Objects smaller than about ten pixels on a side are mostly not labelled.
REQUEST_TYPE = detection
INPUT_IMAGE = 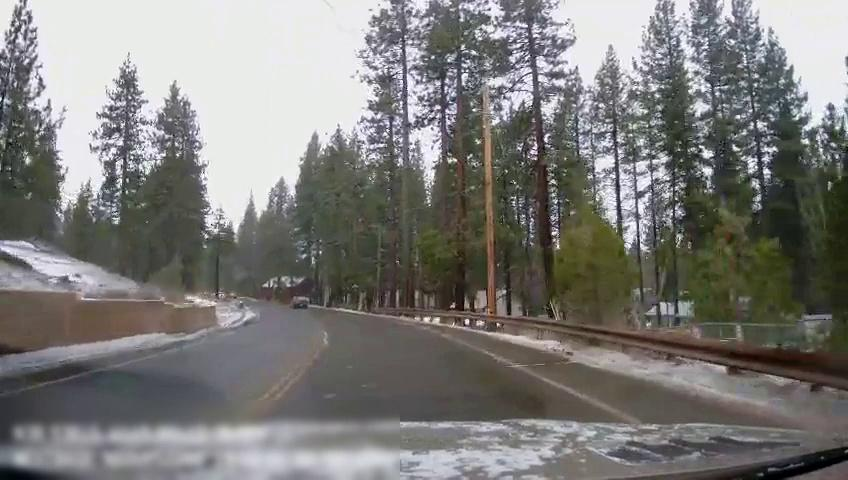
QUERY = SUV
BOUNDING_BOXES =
[293,296,309,310]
